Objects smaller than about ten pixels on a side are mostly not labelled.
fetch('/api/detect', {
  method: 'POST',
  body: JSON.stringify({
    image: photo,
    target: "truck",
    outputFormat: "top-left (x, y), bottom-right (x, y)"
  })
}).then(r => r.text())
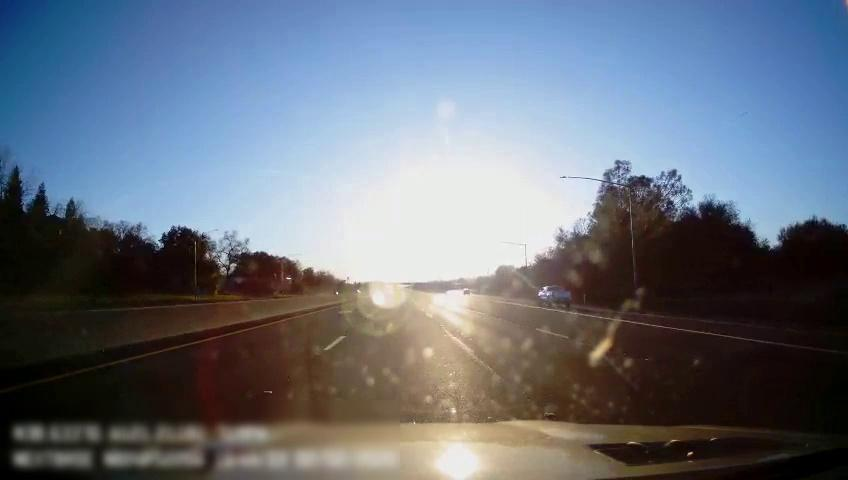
top-left (537, 285), bottom-right (571, 307)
